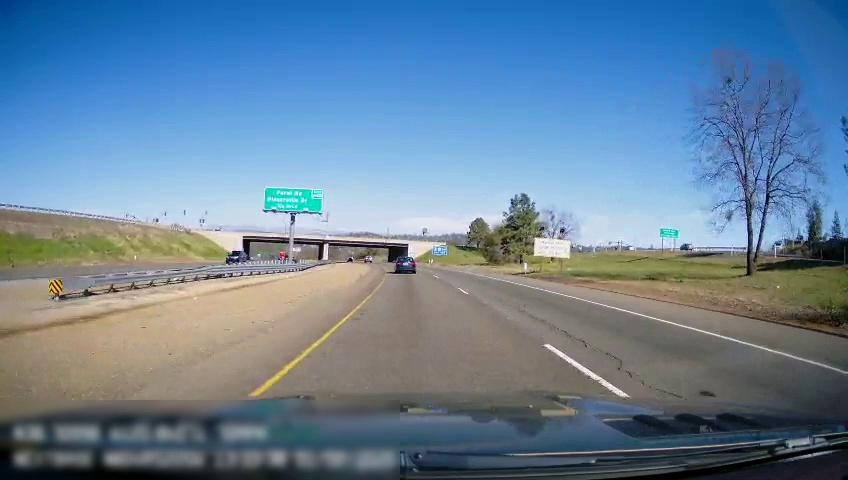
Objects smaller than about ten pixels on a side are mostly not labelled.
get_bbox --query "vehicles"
[224,250,248,264]
[679,243,693,251]
[364,256,373,264]
[393,254,416,275]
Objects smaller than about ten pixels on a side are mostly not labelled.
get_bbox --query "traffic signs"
[49,279,65,298]
[264,187,325,214]
[431,245,448,256]
[659,228,682,239]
